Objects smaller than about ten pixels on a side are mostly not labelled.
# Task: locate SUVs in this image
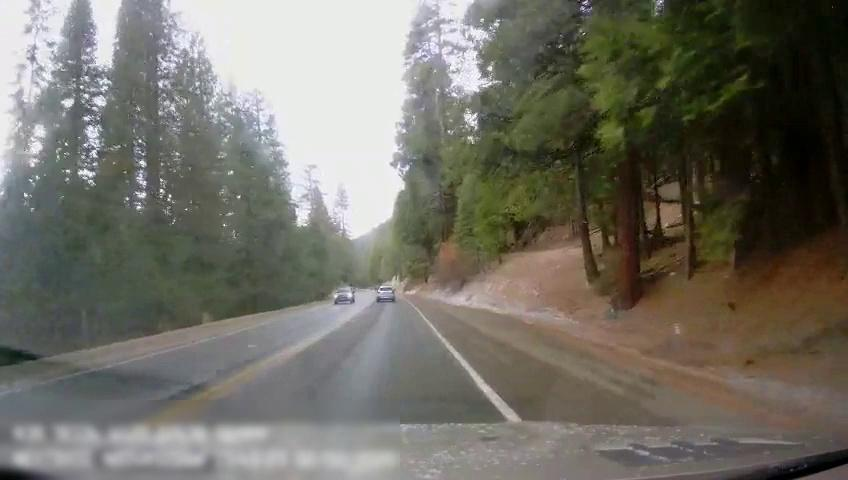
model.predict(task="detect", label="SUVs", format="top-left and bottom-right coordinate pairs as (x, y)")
top-left (333, 286), bottom-right (355, 304)
top-left (376, 285), bottom-right (396, 303)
